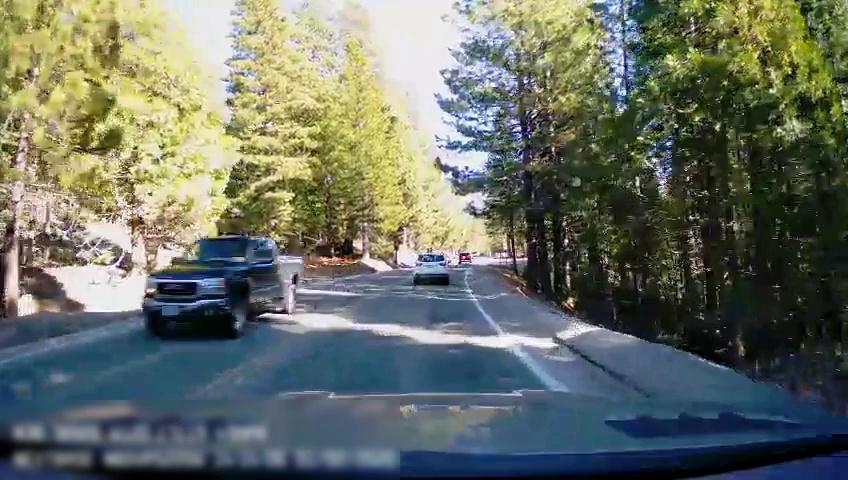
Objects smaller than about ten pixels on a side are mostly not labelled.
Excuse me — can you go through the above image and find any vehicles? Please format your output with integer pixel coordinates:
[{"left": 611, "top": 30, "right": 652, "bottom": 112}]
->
[
  {"left": 458, "top": 252, "right": 473, "bottom": 265},
  {"left": 412, "top": 253, "right": 450, "bottom": 287},
  {"left": 141, "top": 232, "right": 305, "bottom": 341}
]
